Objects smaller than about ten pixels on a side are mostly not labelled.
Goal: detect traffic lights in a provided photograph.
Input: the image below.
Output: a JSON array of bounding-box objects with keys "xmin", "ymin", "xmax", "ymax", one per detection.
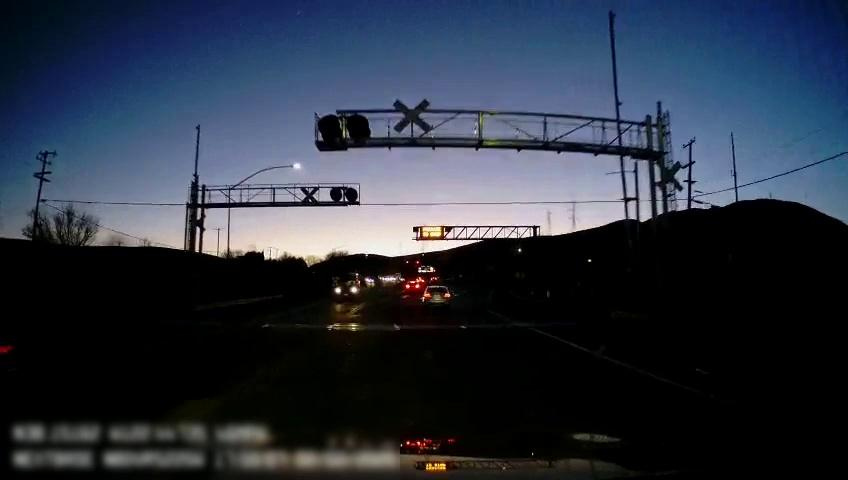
[
  {"xmin": 345, "ymin": 113, "xmax": 371, "ymax": 141},
  {"xmin": 345, "ymin": 187, "xmax": 359, "ymax": 203},
  {"xmin": 329, "ymin": 187, "xmax": 343, "ymax": 202},
  {"xmin": 317, "ymin": 113, "xmax": 342, "ymax": 144}
]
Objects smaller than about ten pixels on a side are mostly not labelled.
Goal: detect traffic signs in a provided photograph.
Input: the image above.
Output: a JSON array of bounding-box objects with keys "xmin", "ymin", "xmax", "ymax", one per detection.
[
  {"xmin": 420, "ymin": 225, "xmax": 444, "ymax": 240},
  {"xmin": 657, "ymin": 157, "xmax": 683, "ymax": 192},
  {"xmin": 392, "ymin": 98, "xmax": 432, "ymax": 134}
]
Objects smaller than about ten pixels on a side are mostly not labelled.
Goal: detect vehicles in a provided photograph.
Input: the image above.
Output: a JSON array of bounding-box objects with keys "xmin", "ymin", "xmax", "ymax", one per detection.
[
  {"xmin": 0, "ymin": 345, "xmax": 20, "ymax": 390},
  {"xmin": 332, "ymin": 272, "xmax": 362, "ymax": 300},
  {"xmin": 404, "ymin": 280, "xmax": 421, "ymax": 293},
  {"xmin": 422, "ymin": 285, "xmax": 451, "ymax": 305}
]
